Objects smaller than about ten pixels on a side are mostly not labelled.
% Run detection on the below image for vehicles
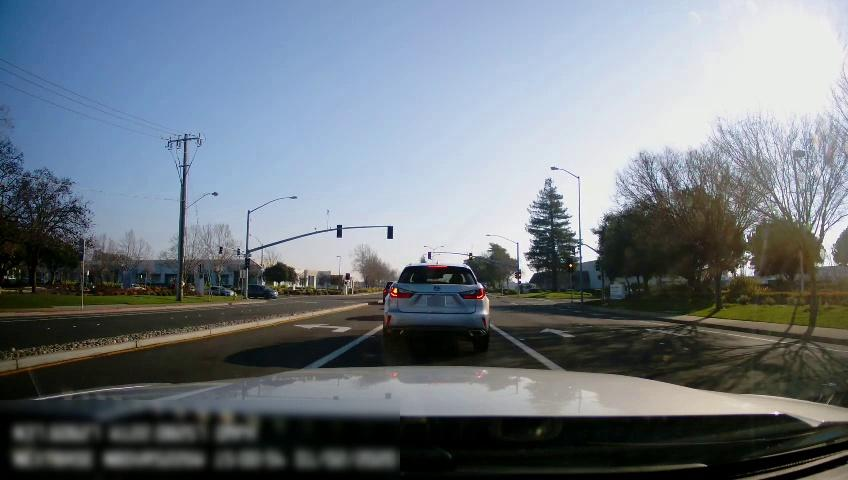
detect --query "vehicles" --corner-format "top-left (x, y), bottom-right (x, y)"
top-left (205, 285), bottom-right (234, 297)
top-left (242, 285), bottom-right (279, 300)
top-left (383, 263), bottom-right (490, 351)
top-left (382, 280), bottom-right (396, 305)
